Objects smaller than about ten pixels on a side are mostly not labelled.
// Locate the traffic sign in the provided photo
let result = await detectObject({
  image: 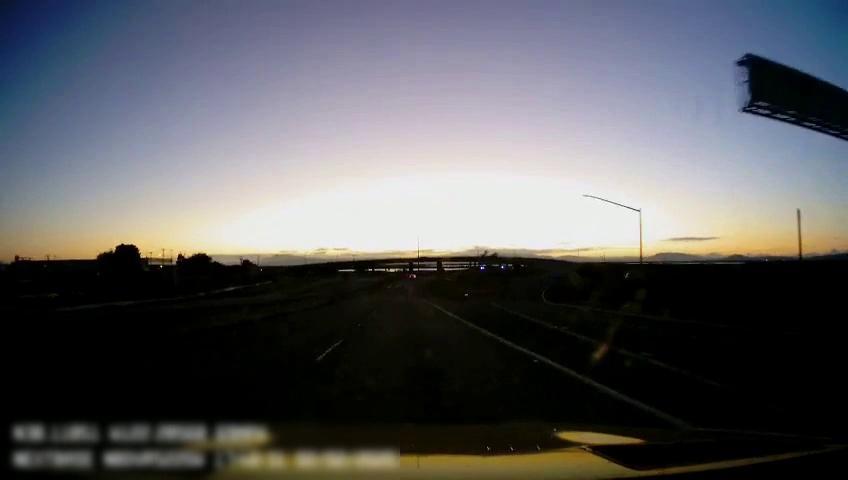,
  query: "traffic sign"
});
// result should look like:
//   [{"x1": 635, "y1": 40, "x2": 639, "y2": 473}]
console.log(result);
[{"x1": 743, "y1": 52, "x2": 848, "y2": 134}]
